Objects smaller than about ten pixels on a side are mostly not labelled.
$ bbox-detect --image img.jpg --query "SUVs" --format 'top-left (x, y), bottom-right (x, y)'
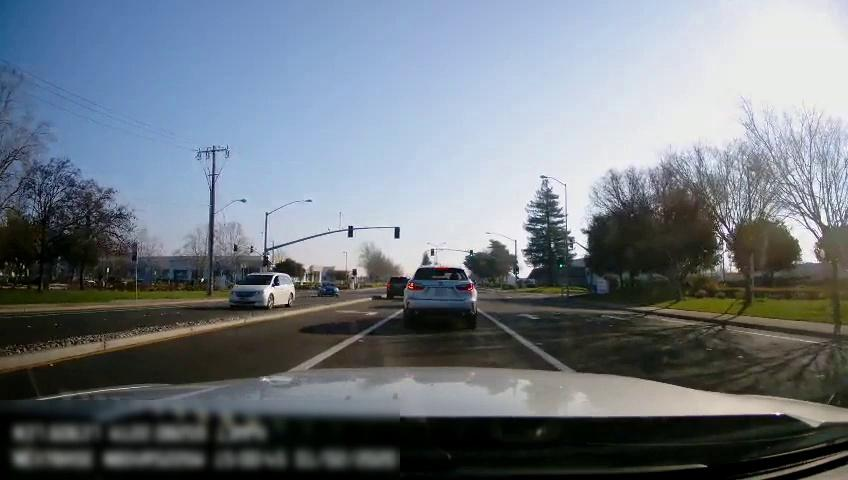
top-left (402, 265), bottom-right (480, 329)
top-left (386, 275), bottom-right (410, 300)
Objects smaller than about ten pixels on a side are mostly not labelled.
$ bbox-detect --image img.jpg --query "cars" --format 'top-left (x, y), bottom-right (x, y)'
top-left (317, 281), bottom-right (339, 297)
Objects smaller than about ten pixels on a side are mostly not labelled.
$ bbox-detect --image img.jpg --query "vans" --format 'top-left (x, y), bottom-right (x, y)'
top-left (229, 272), bottom-right (296, 311)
